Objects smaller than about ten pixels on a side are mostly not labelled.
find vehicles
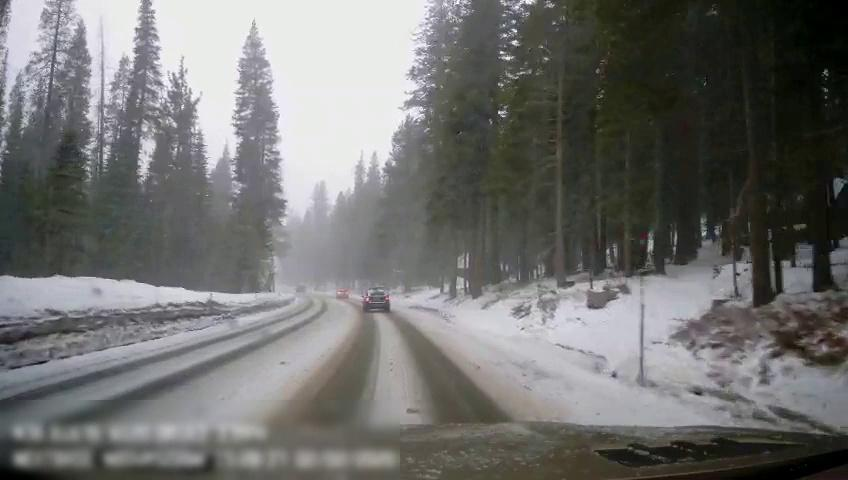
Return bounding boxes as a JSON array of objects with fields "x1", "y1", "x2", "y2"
[
  {"x1": 361, "y1": 286, "x2": 391, "y2": 313},
  {"x1": 335, "y1": 288, "x2": 350, "y2": 299},
  {"x1": 295, "y1": 284, "x2": 307, "y2": 293}
]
